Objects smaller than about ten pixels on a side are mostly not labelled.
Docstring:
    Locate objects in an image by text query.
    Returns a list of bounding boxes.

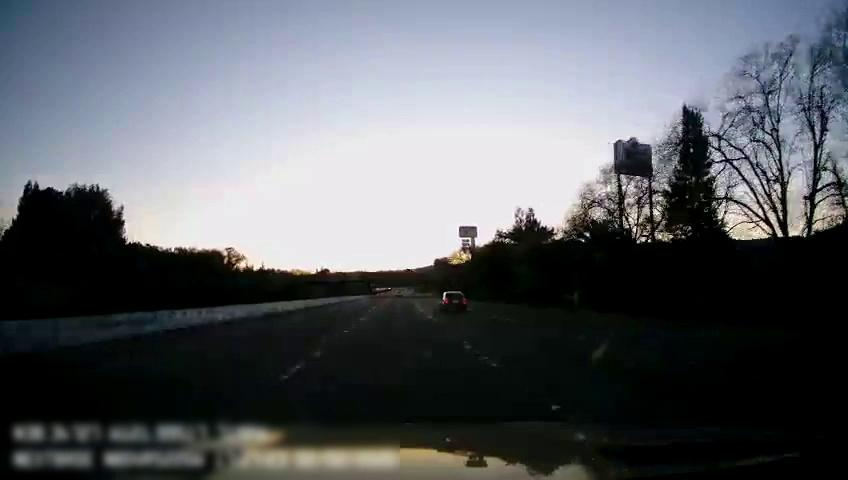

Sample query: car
[439,291,467,313]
